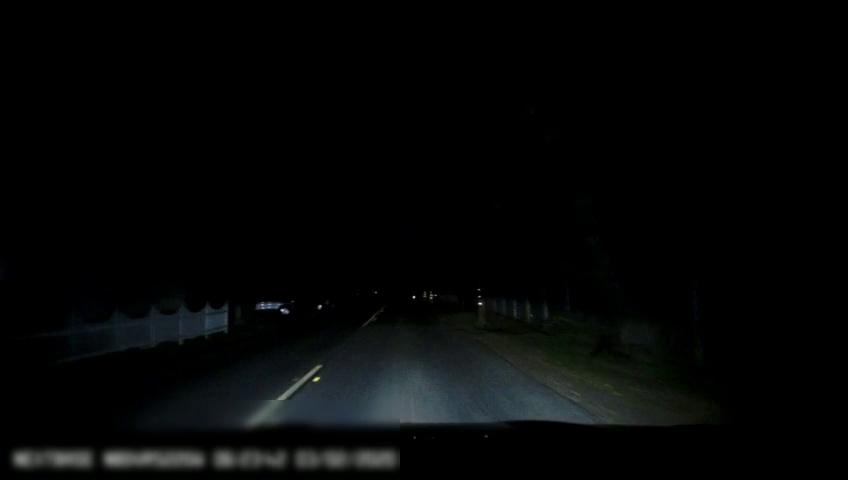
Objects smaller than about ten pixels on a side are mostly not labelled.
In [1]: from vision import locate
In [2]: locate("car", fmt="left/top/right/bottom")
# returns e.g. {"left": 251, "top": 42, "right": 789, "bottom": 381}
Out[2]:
{"left": 255, "top": 294, "right": 295, "bottom": 318}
